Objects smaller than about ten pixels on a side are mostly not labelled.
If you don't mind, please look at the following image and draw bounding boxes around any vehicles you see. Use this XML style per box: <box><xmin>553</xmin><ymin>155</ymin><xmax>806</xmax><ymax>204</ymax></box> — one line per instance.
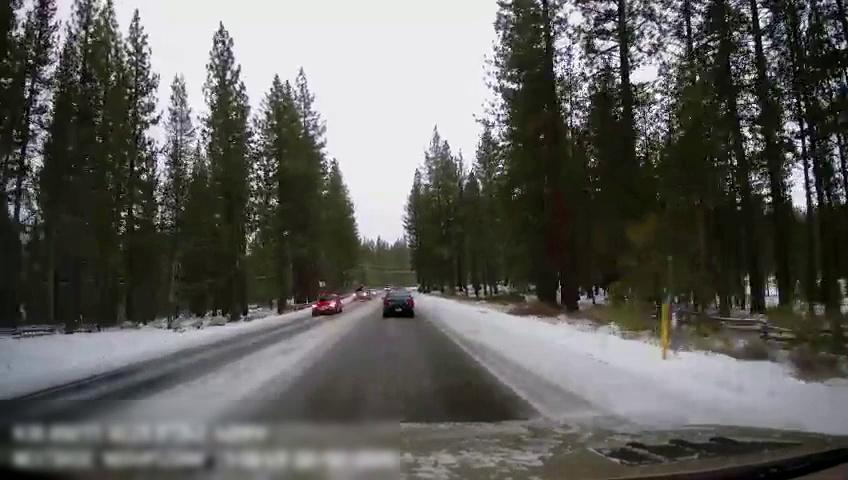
<box><xmin>382</xmin><ymin>288</ymin><xmax>416</xmax><ymax>318</ymax></box>
<box><xmin>310</xmin><ymin>294</ymin><xmax>344</xmax><ymax>316</ymax></box>
<box><xmin>350</xmin><ymin>287</ymin><xmax>372</xmax><ymax>302</ymax></box>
